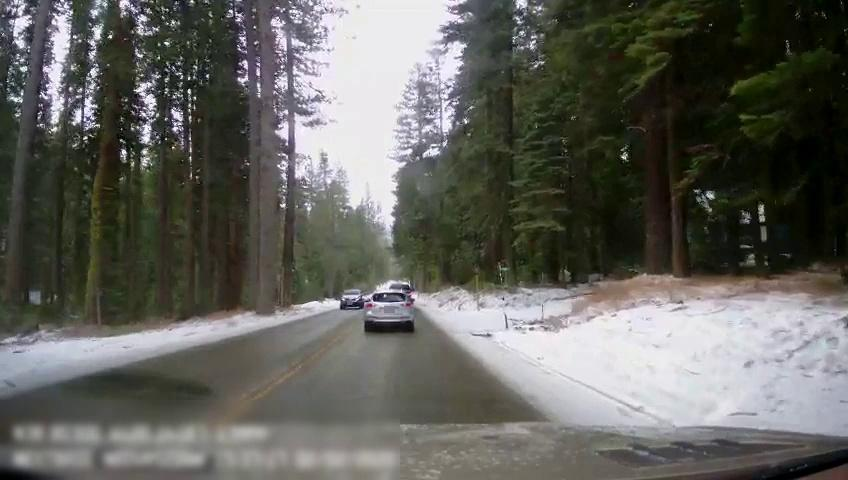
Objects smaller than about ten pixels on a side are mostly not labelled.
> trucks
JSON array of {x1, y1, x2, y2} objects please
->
[{"x1": 388, "y1": 282, "x2": 413, "y2": 300}]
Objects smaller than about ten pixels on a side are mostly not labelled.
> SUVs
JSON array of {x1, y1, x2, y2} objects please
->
[
  {"x1": 364, "y1": 288, "x2": 416, "y2": 332},
  {"x1": 339, "y1": 288, "x2": 364, "y2": 310}
]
